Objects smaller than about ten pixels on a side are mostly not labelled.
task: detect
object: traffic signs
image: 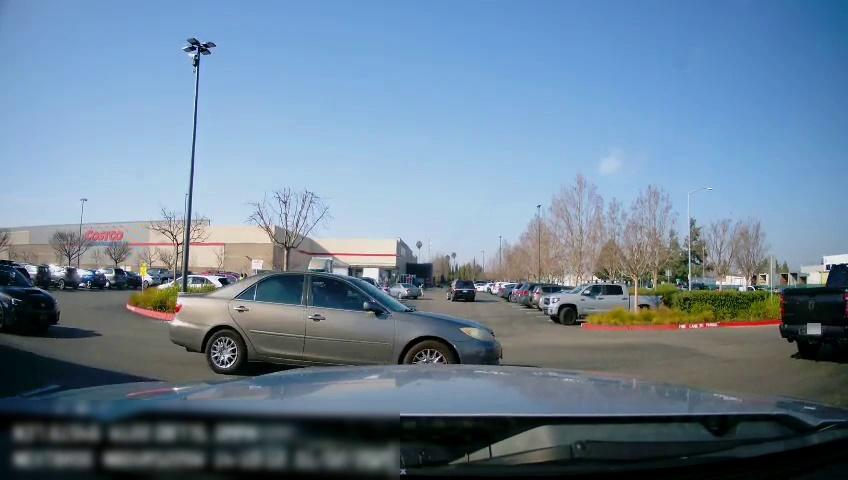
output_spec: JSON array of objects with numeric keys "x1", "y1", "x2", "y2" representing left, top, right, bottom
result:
[{"x1": 139, "y1": 264, "x2": 148, "y2": 278}]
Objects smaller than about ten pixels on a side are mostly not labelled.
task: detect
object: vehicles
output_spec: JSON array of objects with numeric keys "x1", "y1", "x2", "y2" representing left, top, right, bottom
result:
[
  {"x1": 303, "y1": 255, "x2": 351, "y2": 277},
  {"x1": 544, "y1": 282, "x2": 661, "y2": 327},
  {"x1": 487, "y1": 282, "x2": 509, "y2": 298},
  {"x1": 389, "y1": 282, "x2": 423, "y2": 300},
  {"x1": 445, "y1": 279, "x2": 476, "y2": 302},
  {"x1": 361, "y1": 276, "x2": 375, "y2": 286},
  {"x1": 49, "y1": 264, "x2": 80, "y2": 293},
  {"x1": 94, "y1": 265, "x2": 126, "y2": 290},
  {"x1": 79, "y1": 268, "x2": 108, "y2": 291},
  {"x1": 167, "y1": 271, "x2": 503, "y2": 376},
  {"x1": 124, "y1": 271, "x2": 144, "y2": 290},
  {"x1": 775, "y1": 263, "x2": 848, "y2": 359},
  {"x1": 16, "y1": 263, "x2": 54, "y2": 292},
  {"x1": 475, "y1": 280, "x2": 495, "y2": 293},
  {"x1": 511, "y1": 282, "x2": 524, "y2": 304},
  {"x1": 530, "y1": 285, "x2": 578, "y2": 311},
  {"x1": 500, "y1": 282, "x2": 521, "y2": 304},
  {"x1": 518, "y1": 281, "x2": 558, "y2": 308},
  {"x1": 142, "y1": 275, "x2": 153, "y2": 289},
  {"x1": 0, "y1": 262, "x2": 60, "y2": 331},
  {"x1": 154, "y1": 274, "x2": 241, "y2": 293}
]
